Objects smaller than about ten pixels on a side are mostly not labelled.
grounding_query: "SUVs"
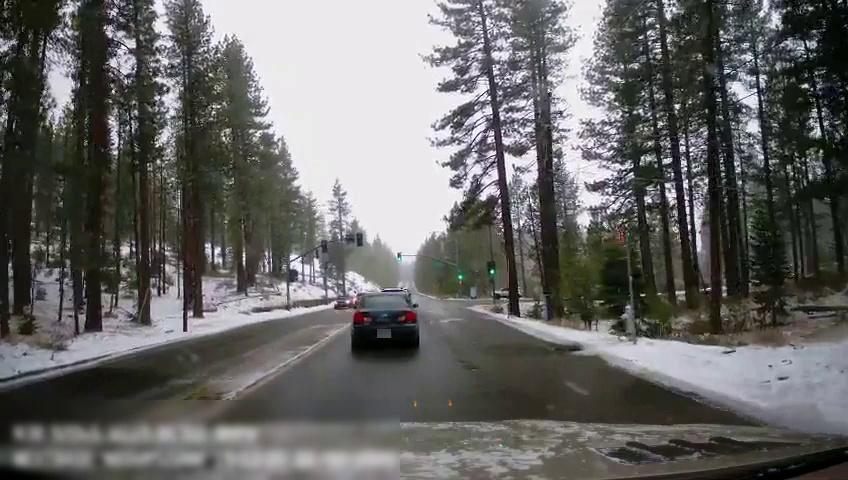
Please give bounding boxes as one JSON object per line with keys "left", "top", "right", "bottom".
{"left": 491, "top": 287, "right": 510, "bottom": 301}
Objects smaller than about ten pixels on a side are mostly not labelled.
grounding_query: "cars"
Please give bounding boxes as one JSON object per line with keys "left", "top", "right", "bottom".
{"left": 350, "top": 292, "right": 421, "bottom": 355}
{"left": 333, "top": 295, "right": 358, "bottom": 310}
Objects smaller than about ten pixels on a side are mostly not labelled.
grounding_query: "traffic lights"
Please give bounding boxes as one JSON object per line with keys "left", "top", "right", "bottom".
{"left": 288, "top": 269, "right": 299, "bottom": 283}
{"left": 356, "top": 231, "right": 363, "bottom": 247}
{"left": 487, "top": 261, "right": 496, "bottom": 284}
{"left": 321, "top": 240, "right": 328, "bottom": 253}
